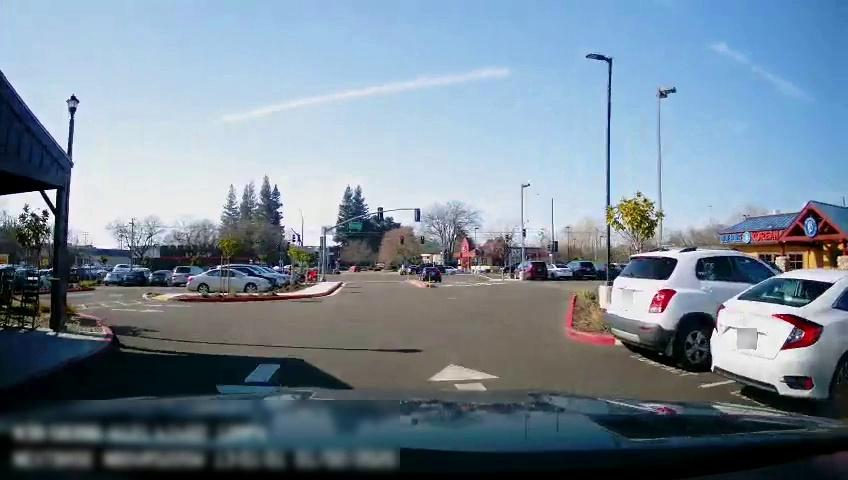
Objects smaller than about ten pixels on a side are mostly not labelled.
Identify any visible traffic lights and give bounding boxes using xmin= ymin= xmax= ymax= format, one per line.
xmin=377 ymin=207 xmax=384 ymax=220
xmin=414 ymin=208 xmax=421 ymax=222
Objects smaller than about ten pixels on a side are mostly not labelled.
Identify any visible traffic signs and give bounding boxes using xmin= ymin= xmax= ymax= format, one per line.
xmin=350 ymin=223 xmax=362 ymax=230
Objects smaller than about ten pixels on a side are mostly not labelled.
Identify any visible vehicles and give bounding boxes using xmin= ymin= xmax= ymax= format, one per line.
xmin=69 ymin=267 xmax=98 ymax=282
xmin=220 ymin=265 xmax=284 ymax=285
xmin=501 ymin=262 xmax=522 ymax=273
xmin=612 ymin=263 xmax=628 ymax=278
xmin=259 ymin=267 xmax=289 ymax=285
xmin=710 ymin=271 xmax=848 ymax=415
xmin=104 ymin=271 xmax=130 ymax=286
xmin=127 ymin=268 xmax=152 ymax=286
xmin=172 ymin=266 xmax=202 ymax=287
xmin=187 ymin=269 xmax=269 ymax=293
xmin=514 ymin=261 xmax=547 ymax=280
xmin=148 ymin=271 xmax=173 ymax=286
xmin=545 ymin=263 xmax=572 ymax=280
xmin=407 ymin=263 xmax=437 ymax=275
xmin=421 ymin=267 xmax=442 ymax=282
xmin=434 ymin=264 xmax=446 ymax=273
xmin=399 ymin=264 xmax=418 ymax=275
xmin=606 ymin=247 xmax=783 ymax=371
xmin=593 ymin=263 xmax=617 ymax=279
xmin=444 ymin=266 xmax=458 ymax=273
xmin=566 ymin=261 xmax=596 ymax=279
xmin=113 ymin=263 xmax=135 ymax=272
xmin=218 ymin=267 xmax=279 ymax=289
